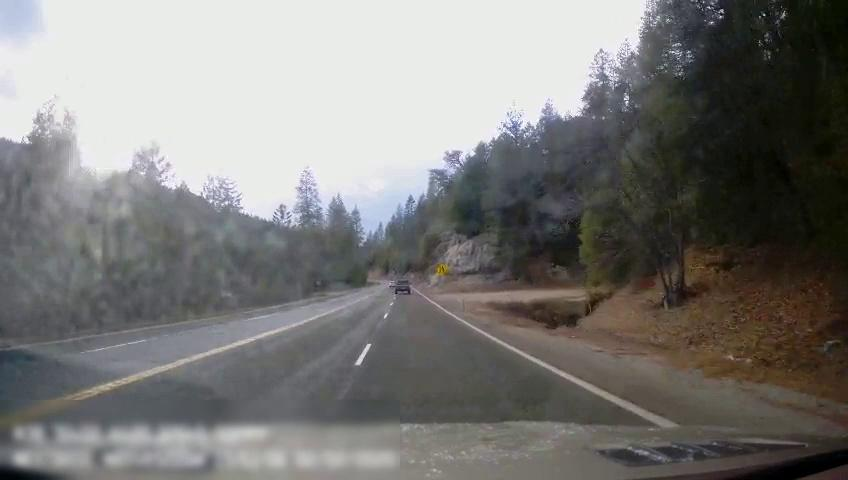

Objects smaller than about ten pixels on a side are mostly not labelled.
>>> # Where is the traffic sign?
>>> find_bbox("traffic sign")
[435,262,449,277]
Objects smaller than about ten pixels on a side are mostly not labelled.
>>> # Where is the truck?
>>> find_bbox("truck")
[394,279,411,294]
